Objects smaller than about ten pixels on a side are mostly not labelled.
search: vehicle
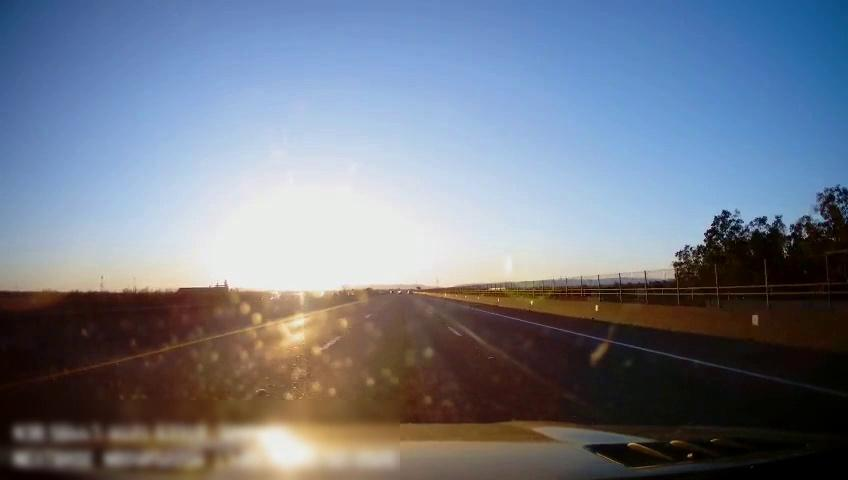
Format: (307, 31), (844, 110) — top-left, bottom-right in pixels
(260, 292), (282, 302)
